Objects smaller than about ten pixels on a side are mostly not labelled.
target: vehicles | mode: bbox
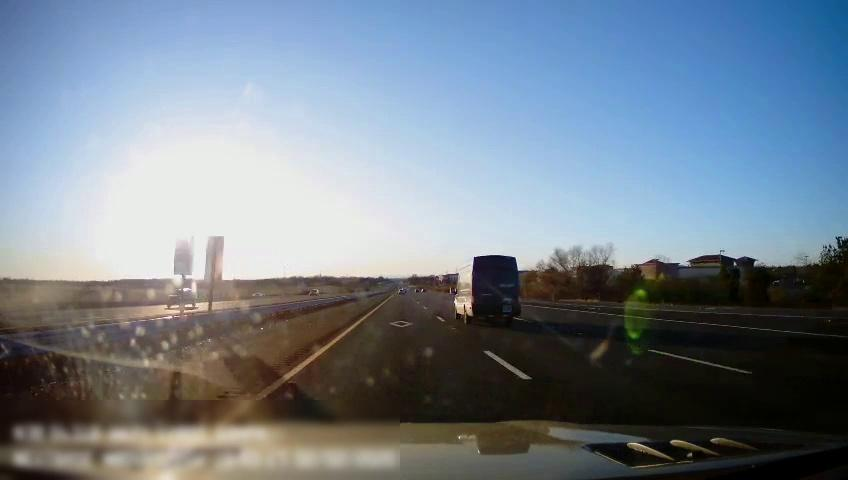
[166,288,198,310]
[309,289,320,297]
[450,255,522,329]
